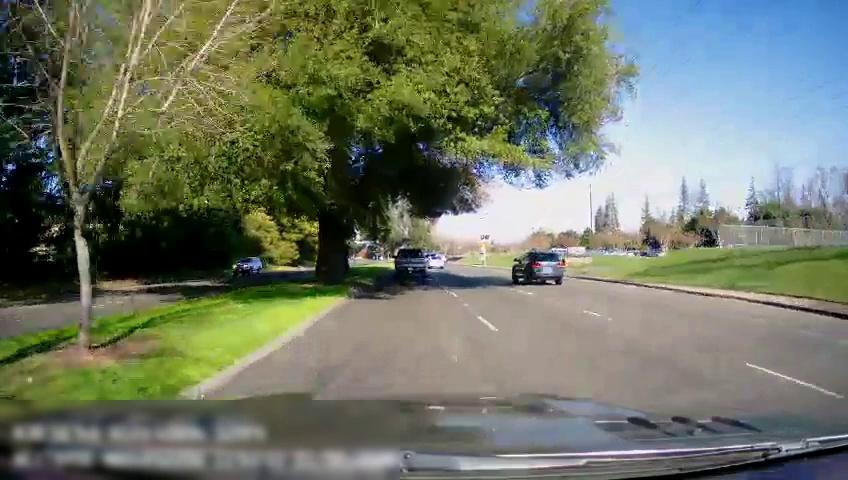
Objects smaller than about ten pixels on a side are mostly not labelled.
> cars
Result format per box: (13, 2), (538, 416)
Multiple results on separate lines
(231, 256), (262, 274)
(427, 255), (445, 269)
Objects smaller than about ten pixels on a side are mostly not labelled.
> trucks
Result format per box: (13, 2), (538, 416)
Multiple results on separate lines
(395, 249), (427, 278)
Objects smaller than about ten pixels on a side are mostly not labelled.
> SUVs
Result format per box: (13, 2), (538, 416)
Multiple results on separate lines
(511, 251), (563, 286)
